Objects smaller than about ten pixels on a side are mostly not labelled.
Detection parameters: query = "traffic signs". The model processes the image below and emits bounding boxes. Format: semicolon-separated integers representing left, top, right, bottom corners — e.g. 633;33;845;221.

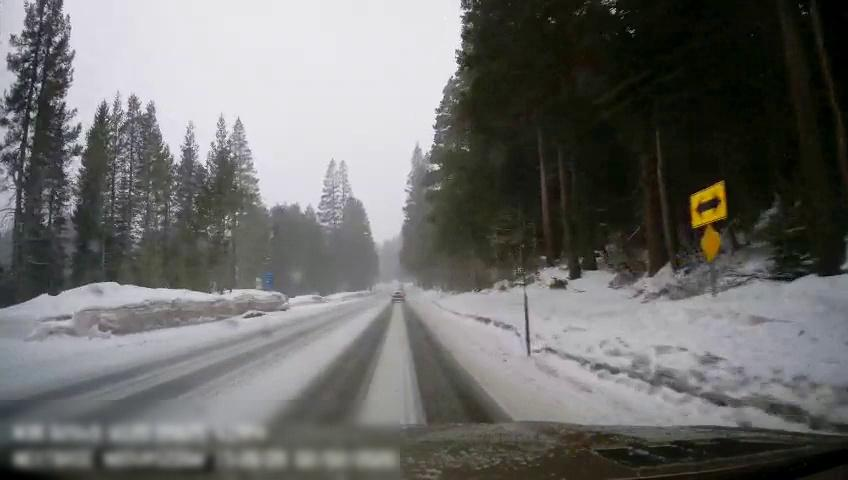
689;180;728;231
699;224;723;263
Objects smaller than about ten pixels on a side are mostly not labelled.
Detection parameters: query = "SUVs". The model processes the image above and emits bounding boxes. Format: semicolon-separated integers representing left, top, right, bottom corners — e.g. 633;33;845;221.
391;290;406;303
